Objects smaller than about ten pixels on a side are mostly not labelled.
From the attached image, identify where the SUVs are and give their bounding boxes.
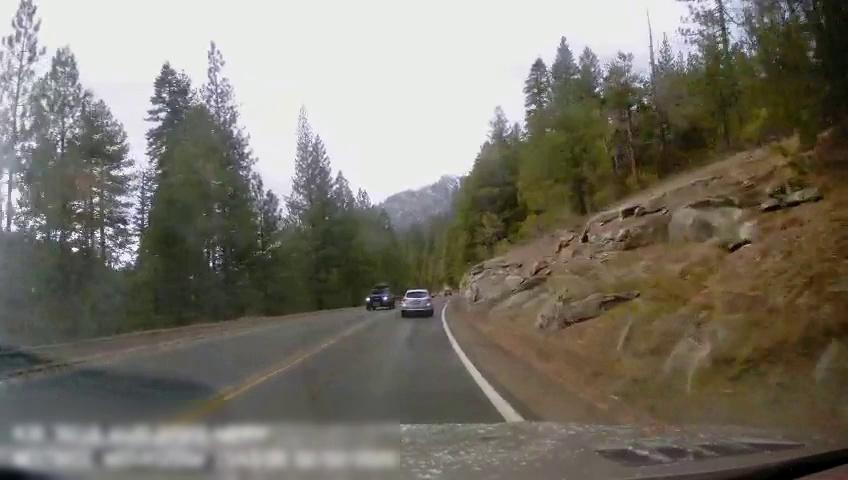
[363,286,397,311]
[399,288,435,318]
